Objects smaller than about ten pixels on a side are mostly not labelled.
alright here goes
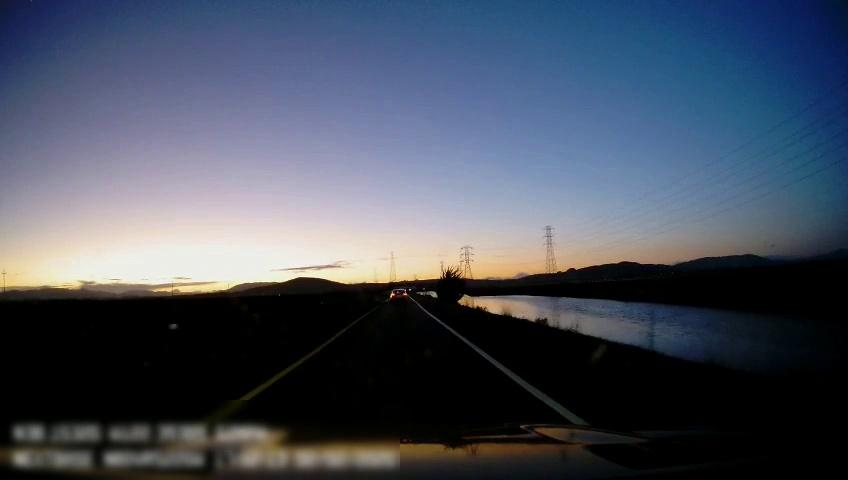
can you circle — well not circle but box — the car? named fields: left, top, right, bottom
left=390, top=289, right=408, bottom=303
